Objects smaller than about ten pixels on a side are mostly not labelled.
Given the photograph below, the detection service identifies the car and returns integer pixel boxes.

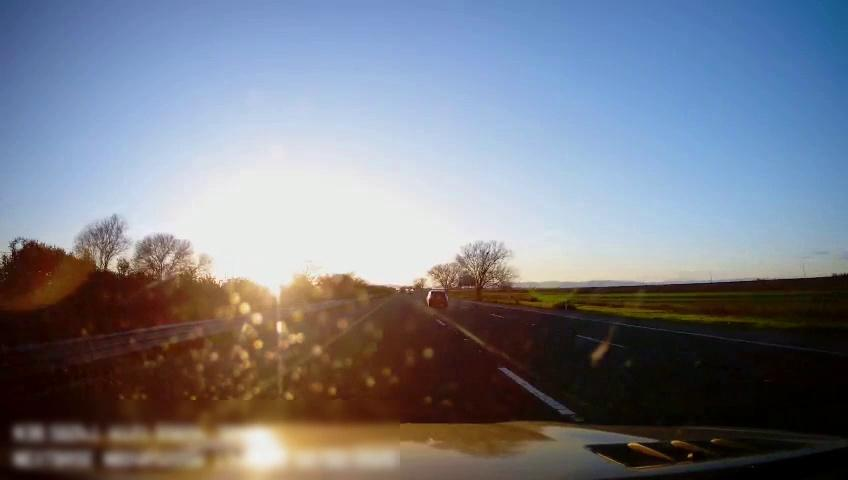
[426,289,448,307]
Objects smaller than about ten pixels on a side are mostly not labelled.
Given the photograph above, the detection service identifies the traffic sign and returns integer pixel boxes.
[458,277,474,285]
